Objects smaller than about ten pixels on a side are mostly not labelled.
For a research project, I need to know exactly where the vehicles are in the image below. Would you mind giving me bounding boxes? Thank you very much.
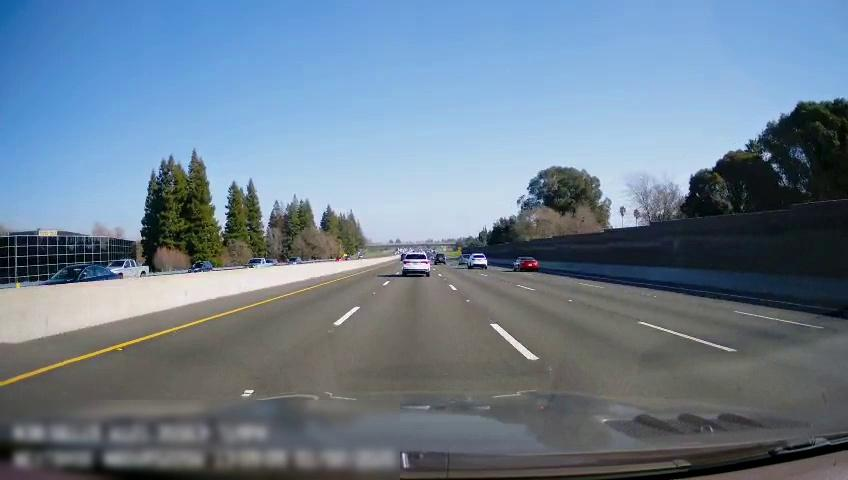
[46,264,114,285]
[189,261,214,274]
[467,253,489,270]
[401,252,432,278]
[285,256,304,266]
[241,257,275,269]
[456,253,470,265]
[107,258,150,280]
[512,256,542,273]
[433,253,447,265]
